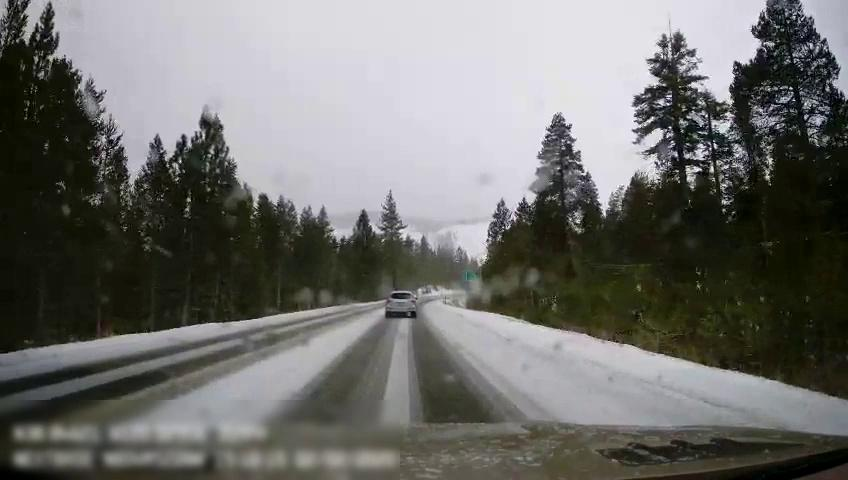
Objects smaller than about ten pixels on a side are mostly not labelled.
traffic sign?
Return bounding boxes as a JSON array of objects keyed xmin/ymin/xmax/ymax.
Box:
[{"xmin": 465, "ymin": 270, "xmax": 481, "ymax": 282}]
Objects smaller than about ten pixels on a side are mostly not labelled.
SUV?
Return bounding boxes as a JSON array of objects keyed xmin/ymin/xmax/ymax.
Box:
[{"xmin": 384, "ymin": 290, "xmax": 419, "ymax": 319}]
